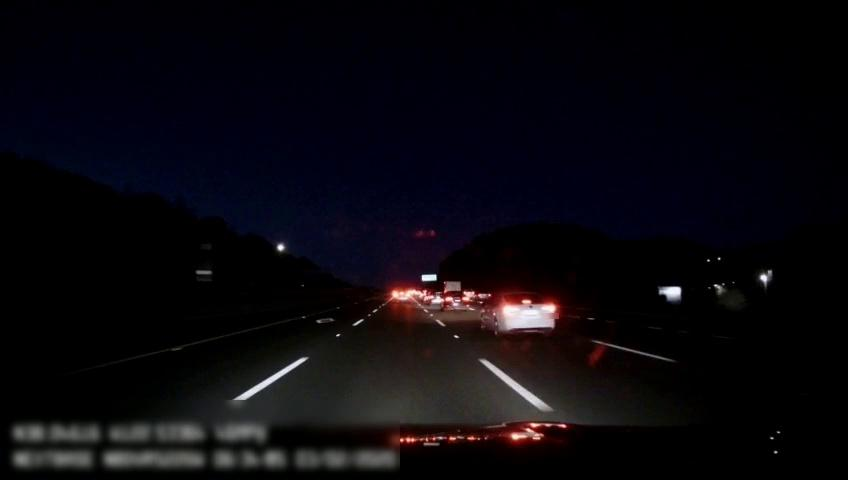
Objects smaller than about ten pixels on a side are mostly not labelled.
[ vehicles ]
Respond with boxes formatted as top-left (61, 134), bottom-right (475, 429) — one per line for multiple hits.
top-left (394, 288), bottom-right (412, 303)
top-left (444, 281), bottom-right (462, 292)
top-left (430, 293), bottom-right (441, 306)
top-left (440, 291), bottom-right (470, 312)
top-left (480, 291), bottom-right (556, 338)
